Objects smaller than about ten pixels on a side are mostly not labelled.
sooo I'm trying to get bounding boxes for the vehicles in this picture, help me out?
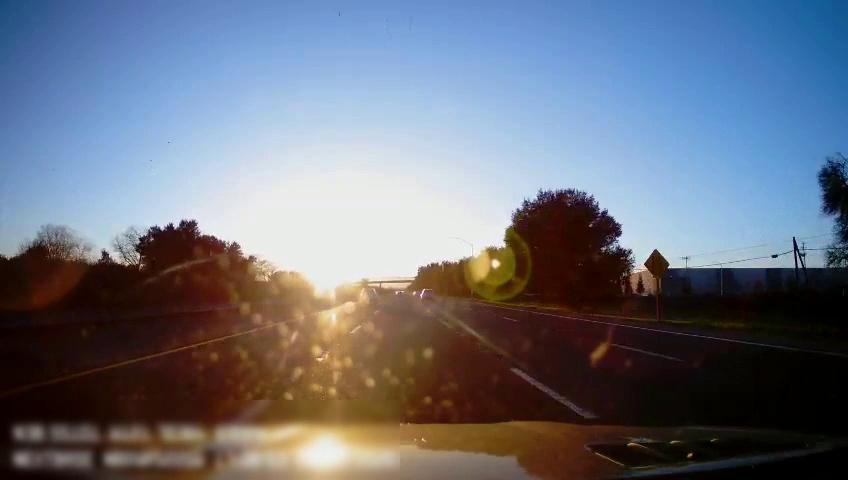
[420,289,437,302]
[358,287,378,306]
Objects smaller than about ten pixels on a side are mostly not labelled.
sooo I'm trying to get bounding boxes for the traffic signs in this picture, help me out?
[643,248,671,280]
